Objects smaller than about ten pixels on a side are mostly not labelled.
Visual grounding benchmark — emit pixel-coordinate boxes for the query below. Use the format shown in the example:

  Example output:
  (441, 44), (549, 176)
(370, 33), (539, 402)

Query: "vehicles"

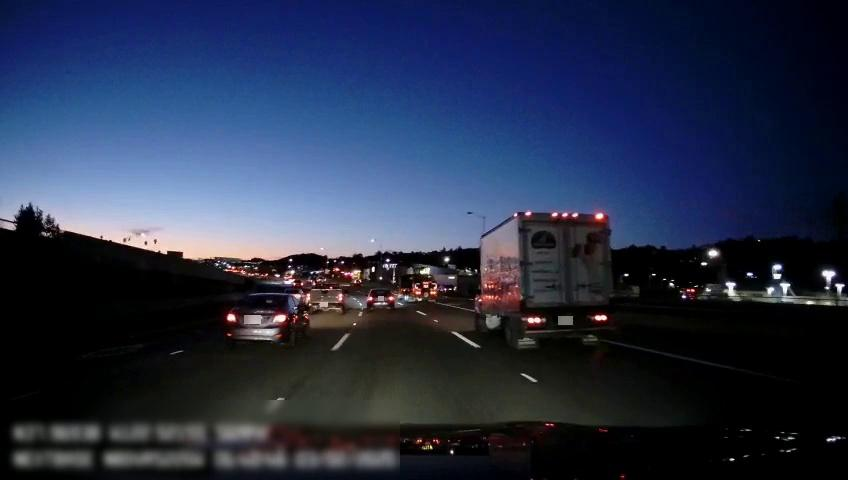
(307, 281), (349, 315)
(349, 279), (362, 287)
(366, 288), (394, 311)
(396, 273), (438, 303)
(291, 279), (304, 288)
(438, 284), (456, 294)
(474, 211), (615, 349)
(283, 288), (306, 307)
(224, 293), (310, 349)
